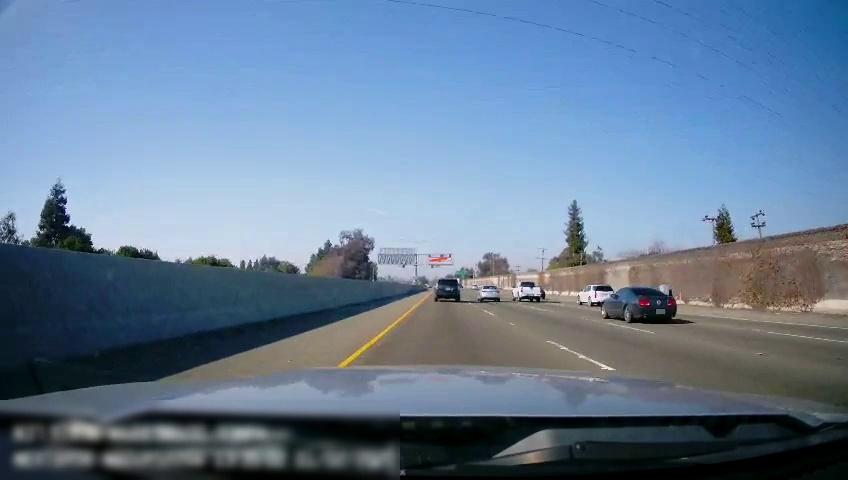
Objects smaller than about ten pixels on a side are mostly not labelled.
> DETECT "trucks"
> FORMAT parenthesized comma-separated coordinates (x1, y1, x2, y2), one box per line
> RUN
(512, 281, 542, 302)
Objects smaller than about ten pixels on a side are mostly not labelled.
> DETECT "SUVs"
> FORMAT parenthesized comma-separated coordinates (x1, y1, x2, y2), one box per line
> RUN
(578, 284, 615, 307)
(433, 278, 461, 302)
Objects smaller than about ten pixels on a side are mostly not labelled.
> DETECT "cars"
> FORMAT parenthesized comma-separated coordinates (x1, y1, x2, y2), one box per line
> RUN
(601, 287, 677, 323)
(479, 285, 500, 302)
(541, 287, 545, 298)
